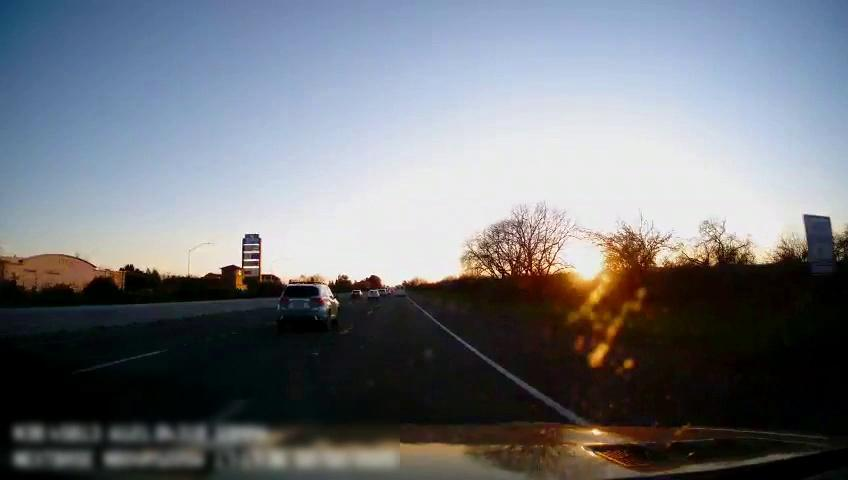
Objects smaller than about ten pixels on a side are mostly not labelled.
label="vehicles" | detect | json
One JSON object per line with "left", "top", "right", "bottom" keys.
{"left": 350, "top": 289, "right": 363, "bottom": 300}
{"left": 367, "top": 289, "right": 381, "bottom": 300}
{"left": 394, "top": 285, "right": 406, "bottom": 297}
{"left": 276, "top": 281, "right": 341, "bottom": 332}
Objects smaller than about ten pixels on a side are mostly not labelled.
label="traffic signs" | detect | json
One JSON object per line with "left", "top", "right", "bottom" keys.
{"left": 802, "top": 213, "right": 834, "bottom": 261}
